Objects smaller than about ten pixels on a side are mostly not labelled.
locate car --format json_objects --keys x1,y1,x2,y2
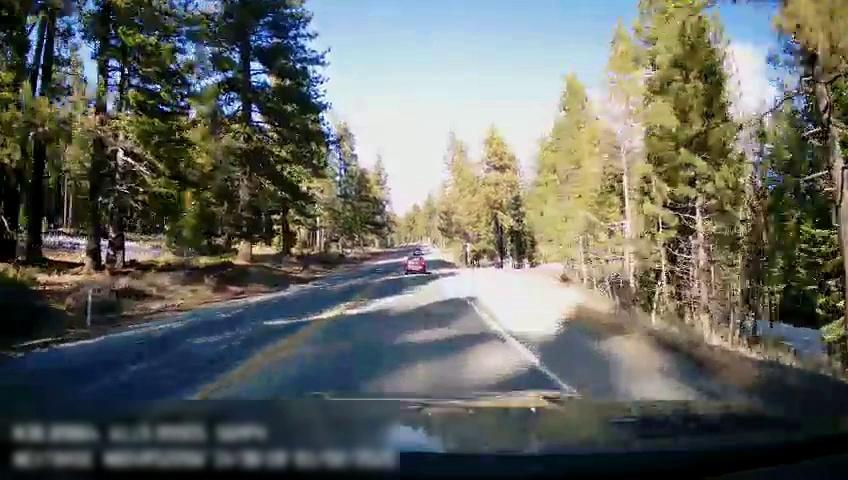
[{"x1": 404, "y1": 256, "x2": 425, "y2": 273}]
